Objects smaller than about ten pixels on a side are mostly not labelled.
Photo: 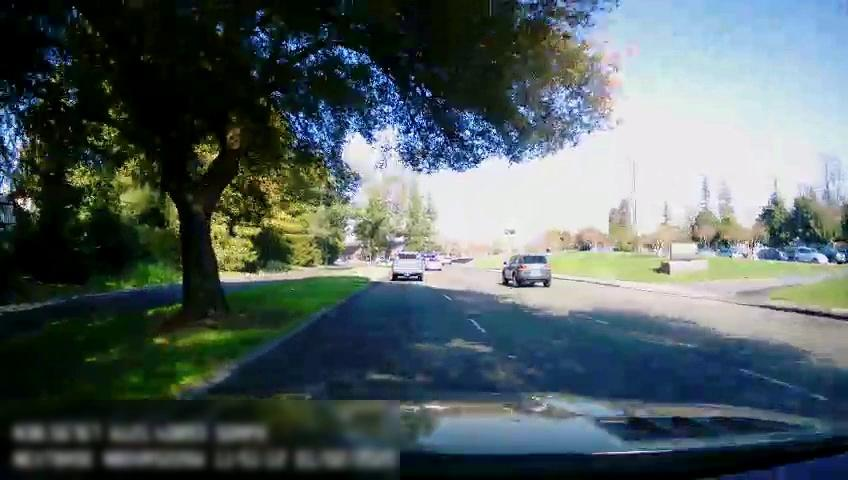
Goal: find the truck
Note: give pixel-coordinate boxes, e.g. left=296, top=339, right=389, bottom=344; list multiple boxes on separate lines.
left=392, top=251, right=423, bottom=281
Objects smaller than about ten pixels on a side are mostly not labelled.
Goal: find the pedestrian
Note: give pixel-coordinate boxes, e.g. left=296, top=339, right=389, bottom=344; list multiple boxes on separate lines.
left=545, top=248, right=553, bottom=267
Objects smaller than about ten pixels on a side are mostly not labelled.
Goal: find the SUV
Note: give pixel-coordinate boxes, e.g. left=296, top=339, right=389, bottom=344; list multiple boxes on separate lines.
left=501, top=253, right=553, bottom=289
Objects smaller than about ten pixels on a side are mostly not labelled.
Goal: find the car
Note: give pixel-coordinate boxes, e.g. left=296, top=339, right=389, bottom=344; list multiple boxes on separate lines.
left=424, top=258, right=443, bottom=272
